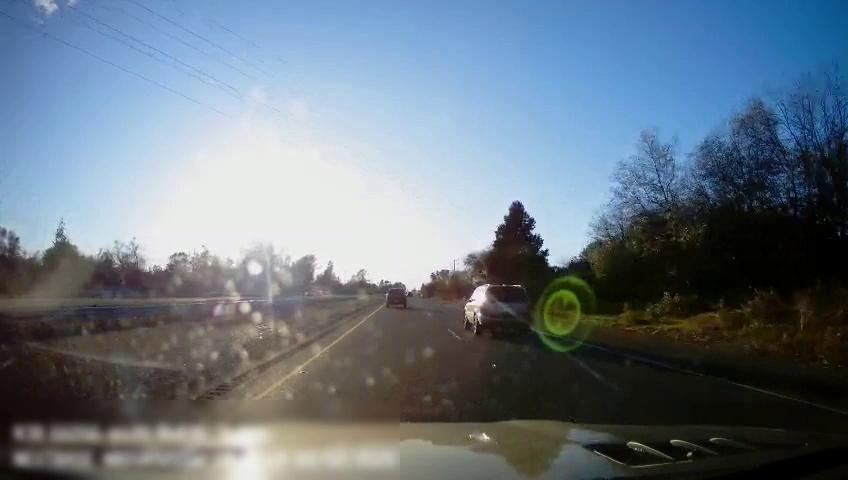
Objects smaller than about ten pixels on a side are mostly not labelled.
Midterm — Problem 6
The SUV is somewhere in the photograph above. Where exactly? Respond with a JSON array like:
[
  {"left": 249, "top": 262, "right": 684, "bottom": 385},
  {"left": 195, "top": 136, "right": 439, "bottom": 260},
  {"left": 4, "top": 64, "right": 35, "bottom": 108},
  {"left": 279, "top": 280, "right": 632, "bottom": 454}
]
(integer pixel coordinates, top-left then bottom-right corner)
[{"left": 463, "top": 285, "right": 531, "bottom": 336}]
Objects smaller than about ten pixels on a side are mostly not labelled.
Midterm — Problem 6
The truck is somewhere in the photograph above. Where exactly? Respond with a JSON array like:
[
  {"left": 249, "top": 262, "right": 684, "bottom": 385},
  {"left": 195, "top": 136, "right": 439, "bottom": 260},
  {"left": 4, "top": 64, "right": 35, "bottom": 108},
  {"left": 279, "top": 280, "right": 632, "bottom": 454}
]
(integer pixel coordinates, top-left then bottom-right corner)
[{"left": 385, "top": 288, "right": 407, "bottom": 309}]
